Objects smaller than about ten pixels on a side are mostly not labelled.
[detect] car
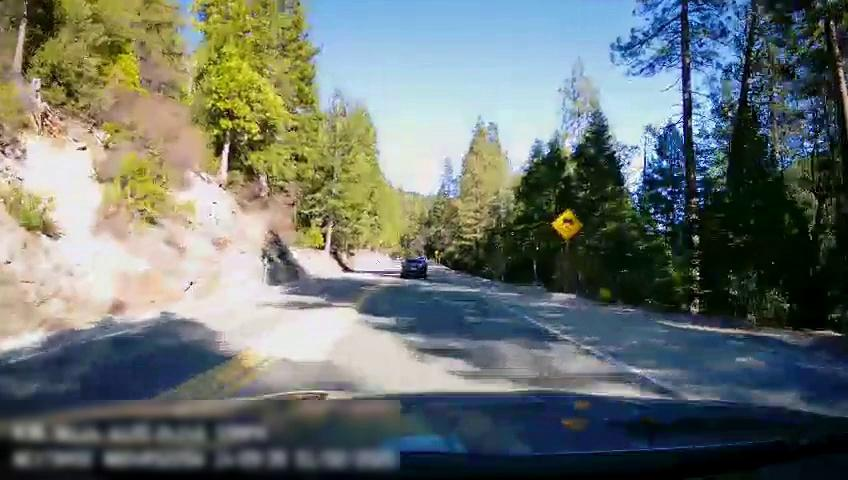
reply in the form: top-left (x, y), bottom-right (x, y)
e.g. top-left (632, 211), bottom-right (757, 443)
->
top-left (400, 257), bottom-right (429, 279)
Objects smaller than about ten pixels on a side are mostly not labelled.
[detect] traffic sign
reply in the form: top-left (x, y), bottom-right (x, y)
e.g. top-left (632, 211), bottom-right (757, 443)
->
top-left (551, 209), bottom-right (584, 242)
